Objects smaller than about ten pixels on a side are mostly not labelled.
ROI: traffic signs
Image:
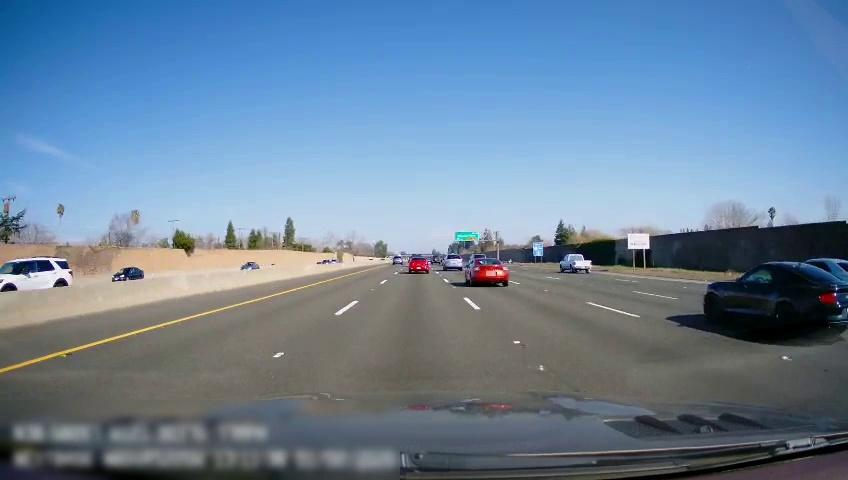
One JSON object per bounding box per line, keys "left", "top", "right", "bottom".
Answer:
{"left": 454, "top": 231, "right": 479, "bottom": 243}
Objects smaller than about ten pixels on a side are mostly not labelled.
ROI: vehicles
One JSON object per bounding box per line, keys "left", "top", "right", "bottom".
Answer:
{"left": 467, "top": 253, "right": 485, "bottom": 264}
{"left": 0, "top": 259, "right": 73, "bottom": 293}
{"left": 410, "top": 254, "right": 424, "bottom": 259}
{"left": 239, "top": 261, "right": 260, "bottom": 272}
{"left": 320, "top": 260, "right": 332, "bottom": 264}
{"left": 703, "top": 261, "right": 848, "bottom": 342}
{"left": 111, "top": 266, "right": 145, "bottom": 282}
{"left": 463, "top": 257, "right": 511, "bottom": 286}
{"left": 796, "top": 257, "right": 848, "bottom": 284}
{"left": 559, "top": 253, "right": 593, "bottom": 275}
{"left": 441, "top": 253, "right": 464, "bottom": 271}
{"left": 407, "top": 256, "right": 429, "bottom": 274}
{"left": 431, "top": 256, "right": 440, "bottom": 265}
{"left": 391, "top": 255, "right": 404, "bottom": 266}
